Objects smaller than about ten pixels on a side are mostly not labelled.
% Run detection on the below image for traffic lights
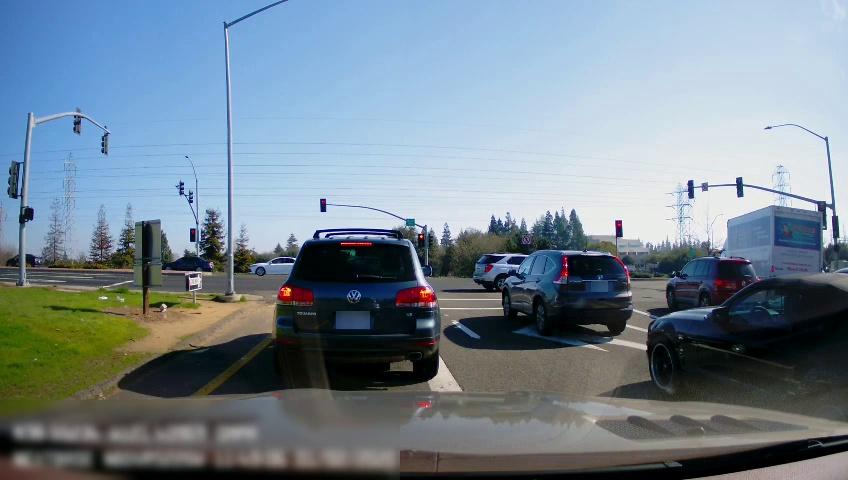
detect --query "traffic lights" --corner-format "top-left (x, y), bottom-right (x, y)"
top-left (614, 220), bottom-right (624, 238)
top-left (736, 177), bottom-right (745, 198)
top-left (429, 235), bottom-right (435, 248)
top-left (7, 161), bottom-right (19, 199)
top-left (817, 200), bottom-right (828, 230)
top-left (100, 133), bottom-right (108, 156)
top-left (686, 178), bottom-right (695, 200)
top-left (72, 110), bottom-right (83, 135)
top-left (190, 228), bottom-right (197, 242)
top-left (177, 182), bottom-right (186, 198)
top-left (320, 197), bottom-right (327, 213)
top-left (417, 234), bottom-right (425, 246)
top-left (23, 208), bottom-right (34, 221)
top-left (188, 191), bottom-right (195, 205)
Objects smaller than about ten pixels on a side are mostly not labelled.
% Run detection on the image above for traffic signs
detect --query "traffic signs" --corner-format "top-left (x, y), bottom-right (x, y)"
top-left (405, 219), bottom-right (416, 227)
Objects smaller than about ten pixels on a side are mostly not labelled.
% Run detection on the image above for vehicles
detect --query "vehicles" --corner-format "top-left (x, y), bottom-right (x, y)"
top-left (665, 256), bottom-right (758, 312)
top-left (474, 254), bottom-right (528, 292)
top-left (712, 204), bottom-right (822, 279)
top-left (246, 256), bottom-right (297, 277)
top-left (160, 255), bottom-right (214, 273)
top-left (5, 253), bottom-right (42, 268)
top-left (272, 238), bottom-right (443, 382)
top-left (834, 266), bottom-right (848, 274)
top-left (645, 271), bottom-right (848, 415)
top-left (501, 249), bottom-right (633, 339)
